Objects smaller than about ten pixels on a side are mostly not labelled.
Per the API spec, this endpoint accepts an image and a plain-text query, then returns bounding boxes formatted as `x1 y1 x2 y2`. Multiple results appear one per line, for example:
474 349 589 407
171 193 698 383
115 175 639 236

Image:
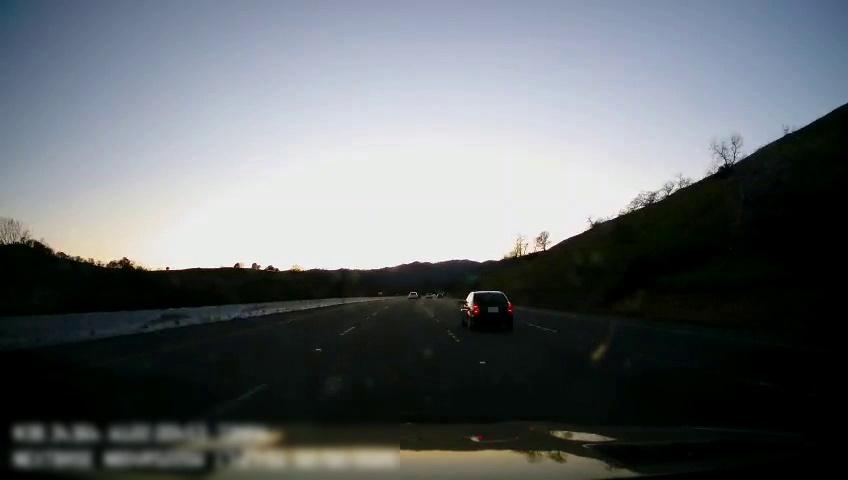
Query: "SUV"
408 292 418 300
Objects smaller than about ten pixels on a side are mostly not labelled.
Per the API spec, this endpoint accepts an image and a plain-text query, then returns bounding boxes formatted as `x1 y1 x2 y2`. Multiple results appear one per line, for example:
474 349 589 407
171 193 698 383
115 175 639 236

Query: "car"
459 291 514 330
